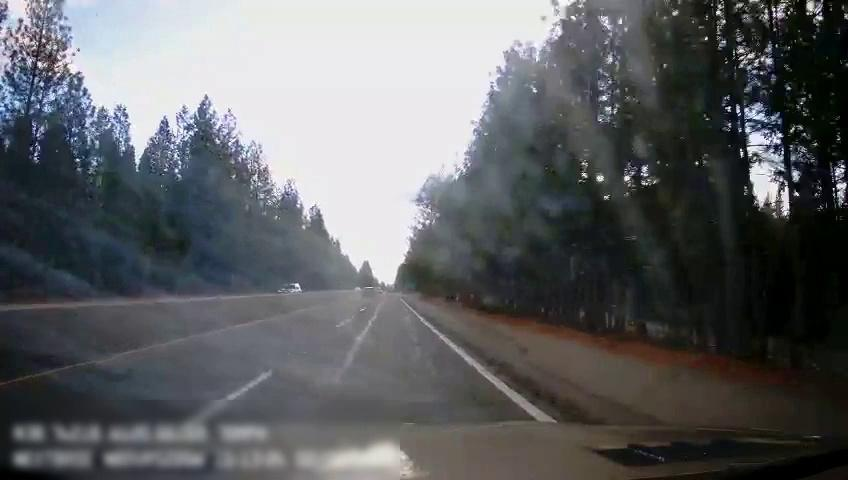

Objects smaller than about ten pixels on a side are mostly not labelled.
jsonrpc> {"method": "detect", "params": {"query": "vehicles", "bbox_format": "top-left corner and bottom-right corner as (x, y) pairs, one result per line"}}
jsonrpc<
(277, 283), (303, 295)
(363, 287), (376, 299)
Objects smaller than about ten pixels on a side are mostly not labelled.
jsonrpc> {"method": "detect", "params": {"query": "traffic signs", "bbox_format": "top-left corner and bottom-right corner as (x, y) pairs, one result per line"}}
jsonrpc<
(405, 282), (416, 289)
